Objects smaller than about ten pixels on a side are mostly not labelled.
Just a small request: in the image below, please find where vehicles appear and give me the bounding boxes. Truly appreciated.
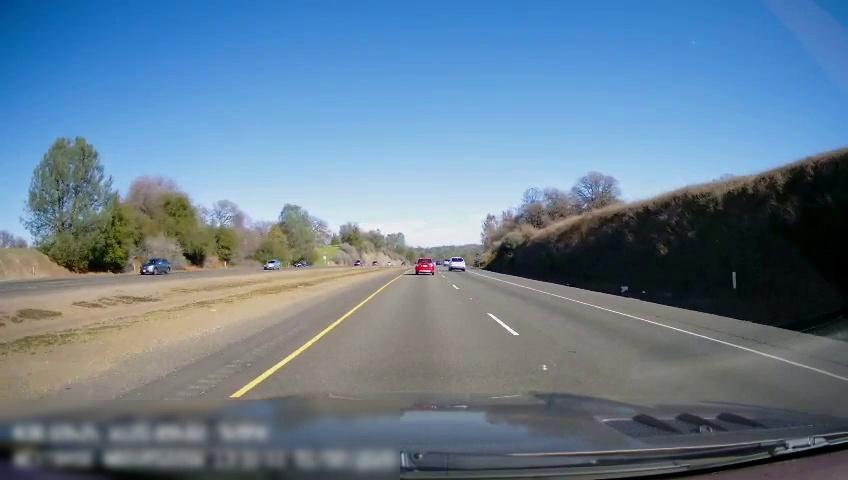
[263,259,281,270]
[415,258,436,276]
[139,257,172,275]
[448,257,466,272]
[442,259,451,266]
